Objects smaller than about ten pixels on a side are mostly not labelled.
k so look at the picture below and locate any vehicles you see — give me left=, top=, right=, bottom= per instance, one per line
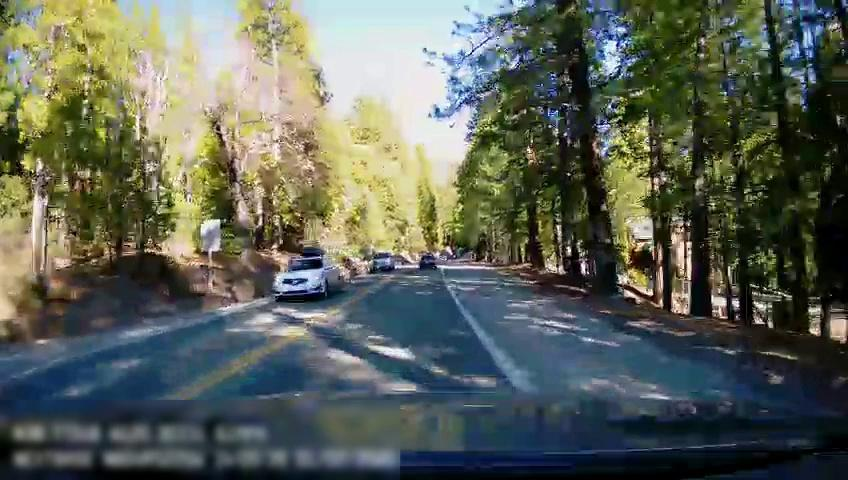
left=271, top=247, right=345, bottom=303
left=419, top=254, right=438, bottom=270
left=369, top=252, right=395, bottom=273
